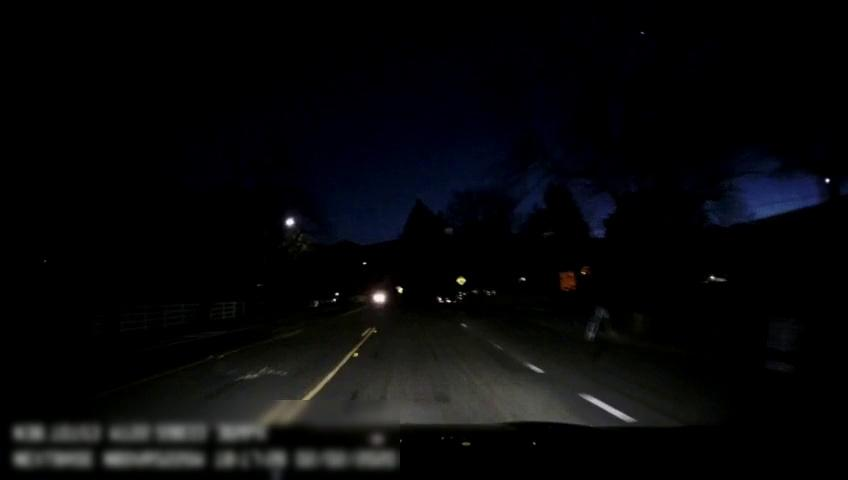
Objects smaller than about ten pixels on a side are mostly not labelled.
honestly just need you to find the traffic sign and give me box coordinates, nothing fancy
[455,275,467,286]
